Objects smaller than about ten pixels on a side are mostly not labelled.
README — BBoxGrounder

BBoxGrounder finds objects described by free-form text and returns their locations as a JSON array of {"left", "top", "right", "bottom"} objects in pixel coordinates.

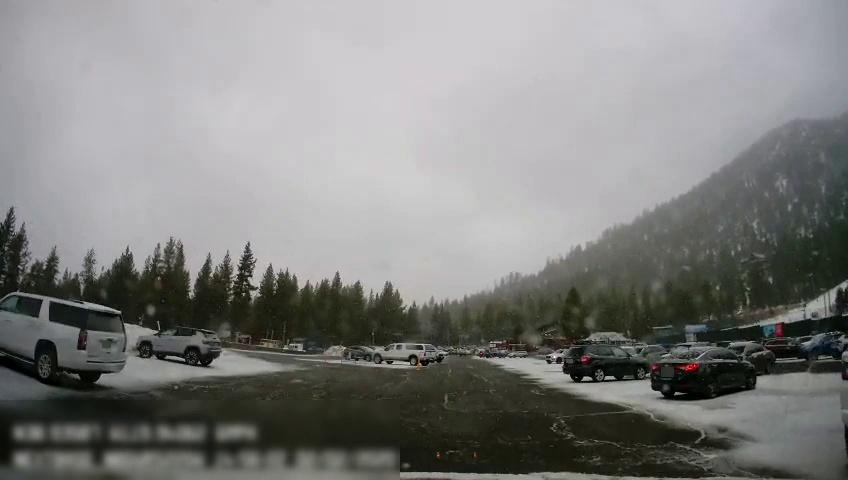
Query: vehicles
[
  {"left": 831, "top": 333, "right": 848, "bottom": 360},
  {"left": 562, "top": 344, "right": 651, "bottom": 383},
  {"left": 619, "top": 345, "right": 667, "bottom": 358},
  {"left": 799, "top": 332, "right": 845, "bottom": 361},
  {"left": 757, "top": 336, "right": 799, "bottom": 356},
  {"left": 0, "top": 290, "right": 129, "bottom": 384},
  {"left": 840, "top": 348, "right": 848, "bottom": 380},
  {"left": 437, "top": 352, "right": 445, "bottom": 364},
  {"left": 544, "top": 348, "right": 569, "bottom": 365},
  {"left": 135, "top": 326, "right": 222, "bottom": 368},
  {"left": 373, "top": 343, "right": 437, "bottom": 367},
  {"left": 650, "top": 346, "right": 758, "bottom": 402},
  {"left": 714, "top": 341, "right": 776, "bottom": 375},
  {"left": 344, "top": 346, "right": 372, "bottom": 362}
]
